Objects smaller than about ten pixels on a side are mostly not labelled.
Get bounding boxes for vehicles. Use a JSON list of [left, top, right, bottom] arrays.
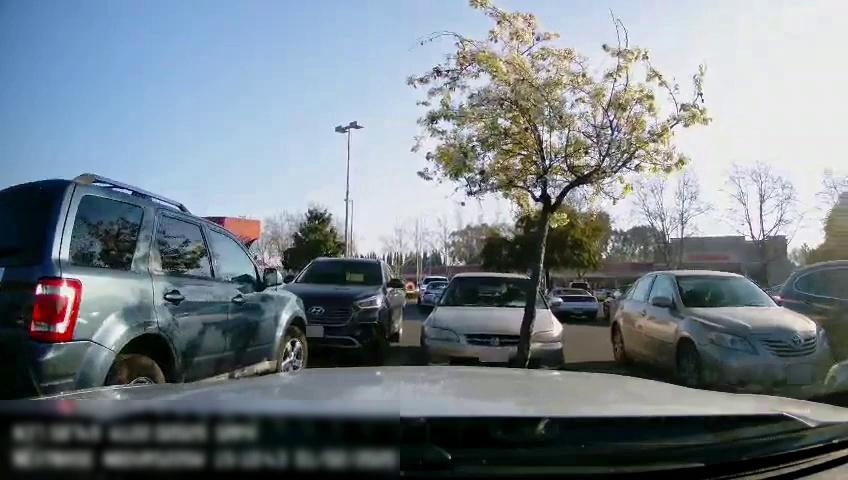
[[770, 260, 848, 369], [545, 288, 598, 323], [418, 273, 568, 371], [422, 281, 450, 312], [416, 276, 449, 307], [603, 287, 633, 320], [608, 271, 829, 390], [284, 257, 407, 363], [821, 359, 848, 408], [0, 174, 309, 401], [565, 281, 591, 293]]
